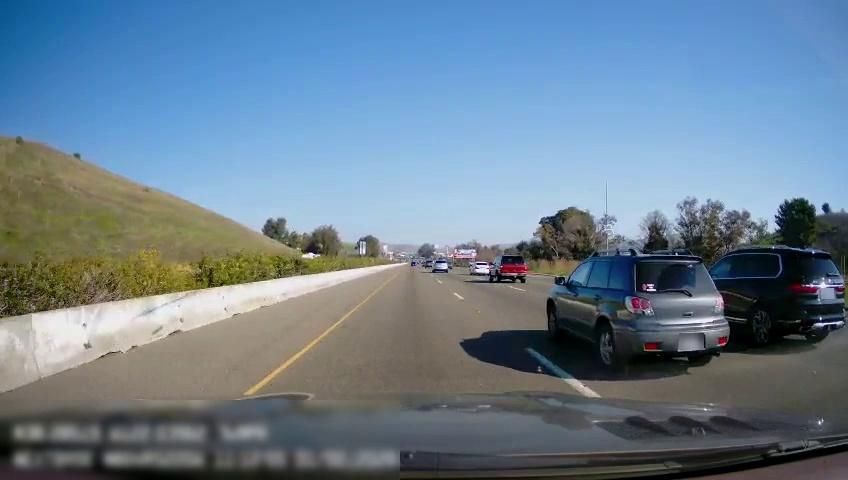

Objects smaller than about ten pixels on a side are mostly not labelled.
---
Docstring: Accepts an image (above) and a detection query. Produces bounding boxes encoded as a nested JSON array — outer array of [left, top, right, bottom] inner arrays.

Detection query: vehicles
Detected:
[[708, 247, 848, 347], [470, 261, 489, 275], [488, 254, 528, 283], [546, 256, 732, 370], [301, 253, 321, 258], [431, 258, 448, 272], [447, 259, 453, 270]]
